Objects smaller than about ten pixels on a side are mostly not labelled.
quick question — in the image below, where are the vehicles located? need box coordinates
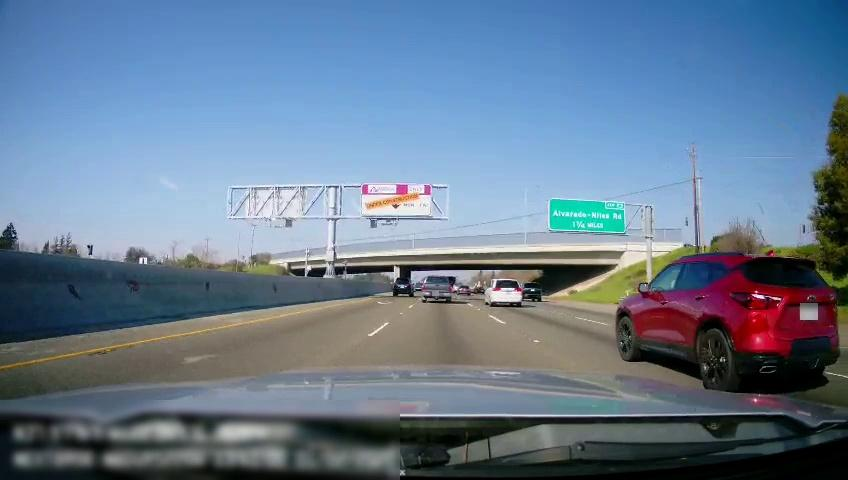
[456,284,471,296]
[483,278,523,308]
[615,255,841,393]
[420,275,453,304]
[391,276,415,298]
[521,282,543,303]
[414,282,424,293]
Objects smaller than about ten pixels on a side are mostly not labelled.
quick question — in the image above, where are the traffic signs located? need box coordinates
[360,183,434,218]
[548,197,626,235]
